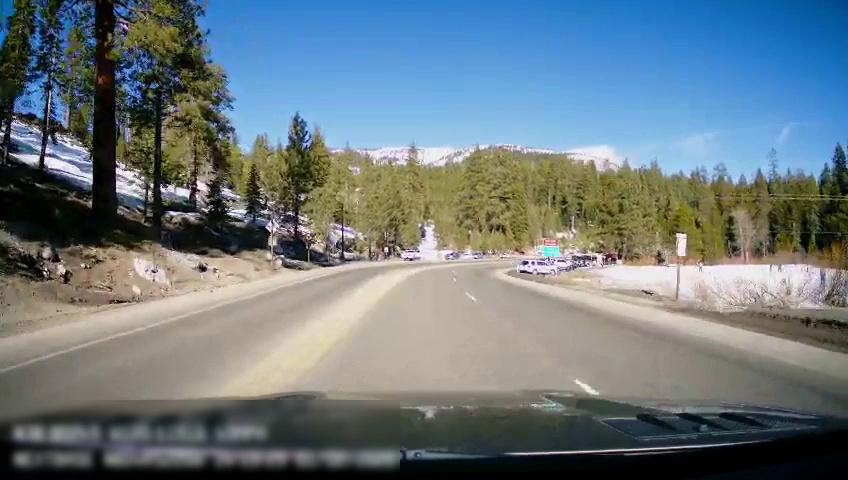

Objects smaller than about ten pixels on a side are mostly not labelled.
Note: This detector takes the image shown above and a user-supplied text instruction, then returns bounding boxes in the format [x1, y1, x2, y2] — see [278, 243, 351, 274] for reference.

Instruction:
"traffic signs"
[543, 245, 561, 258]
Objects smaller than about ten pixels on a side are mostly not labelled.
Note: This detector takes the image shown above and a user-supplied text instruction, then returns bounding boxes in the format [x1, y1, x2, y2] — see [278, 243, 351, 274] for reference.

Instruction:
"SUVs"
[518, 258, 558, 276]
[400, 248, 424, 261]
